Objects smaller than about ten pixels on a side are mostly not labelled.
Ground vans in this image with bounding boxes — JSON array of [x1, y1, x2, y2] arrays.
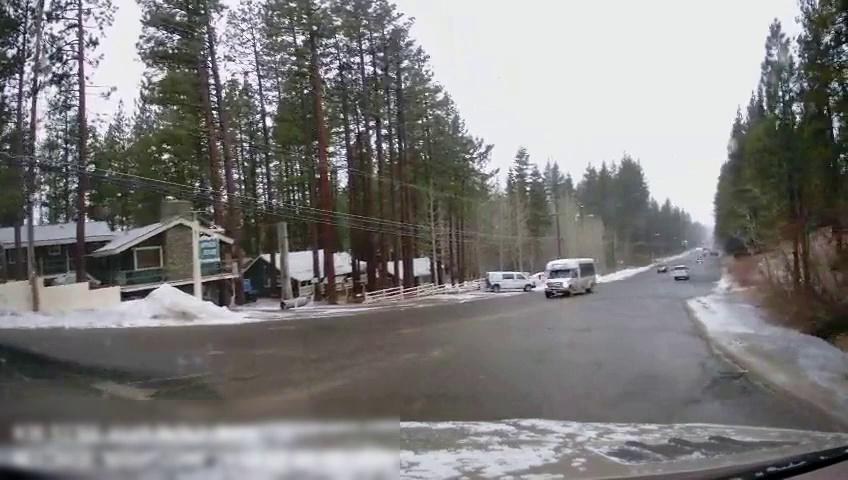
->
[[672, 264, 691, 281], [485, 272, 536, 294]]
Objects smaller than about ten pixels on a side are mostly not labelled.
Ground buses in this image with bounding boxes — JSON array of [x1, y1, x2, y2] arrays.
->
[[542, 256, 596, 298]]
